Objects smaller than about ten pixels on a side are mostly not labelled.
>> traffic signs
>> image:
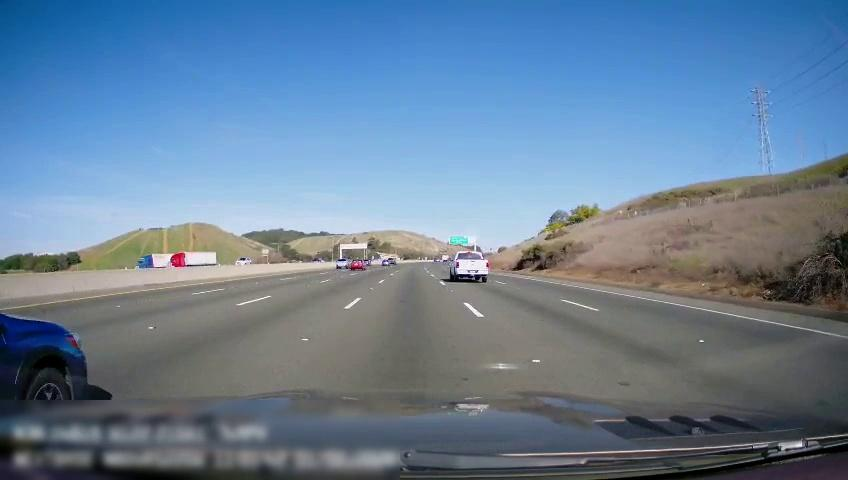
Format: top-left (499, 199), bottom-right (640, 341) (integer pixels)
top-left (449, 235), bottom-right (469, 245)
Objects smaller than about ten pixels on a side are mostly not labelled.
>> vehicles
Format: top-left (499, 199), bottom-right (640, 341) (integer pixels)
top-left (449, 249), bottom-right (489, 283)
top-left (362, 259), bottom-right (372, 267)
top-left (135, 253), bottom-right (178, 269)
top-left (235, 256), bottom-right (252, 265)
top-left (169, 251), bottom-right (216, 268)
top-left (351, 259), bottom-right (365, 271)
top-left (0, 312), bottom-right (89, 416)
top-left (335, 258), bottom-right (350, 270)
